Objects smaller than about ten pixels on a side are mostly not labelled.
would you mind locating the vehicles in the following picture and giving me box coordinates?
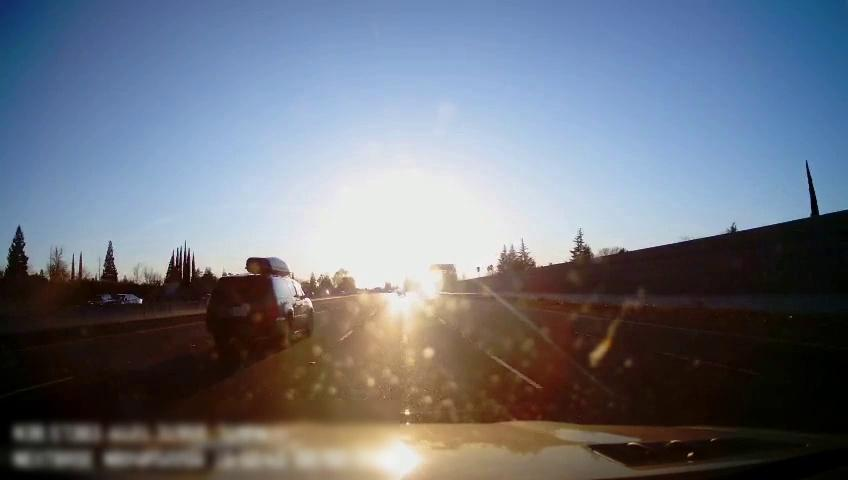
[397,289,406,297]
[106,293,143,306]
[87,294,115,306]
[204,256,316,351]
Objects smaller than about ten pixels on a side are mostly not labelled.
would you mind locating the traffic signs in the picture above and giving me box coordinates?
[432,263,454,270]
